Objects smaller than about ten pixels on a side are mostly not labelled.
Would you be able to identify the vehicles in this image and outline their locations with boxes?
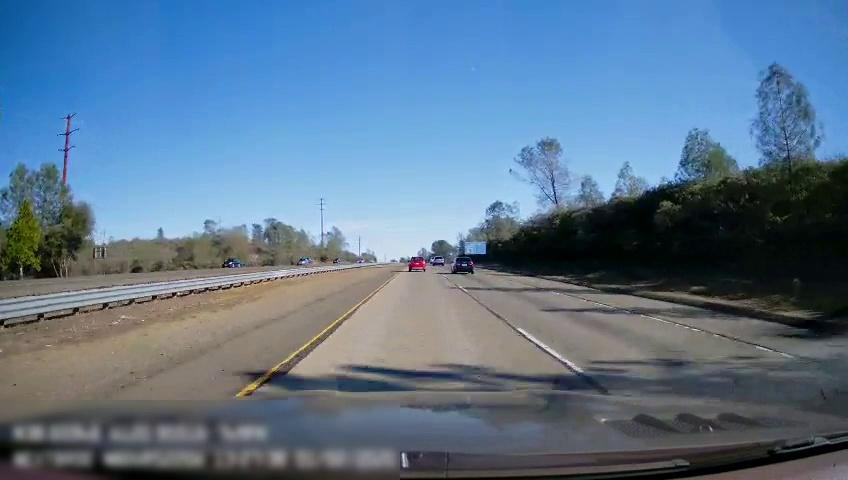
[408,256,428,274]
[431,255,445,266]
[221,257,241,269]
[449,255,474,276]
[296,258,309,266]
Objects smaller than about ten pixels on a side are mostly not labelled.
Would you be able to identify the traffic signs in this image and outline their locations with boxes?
[465,242,488,255]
